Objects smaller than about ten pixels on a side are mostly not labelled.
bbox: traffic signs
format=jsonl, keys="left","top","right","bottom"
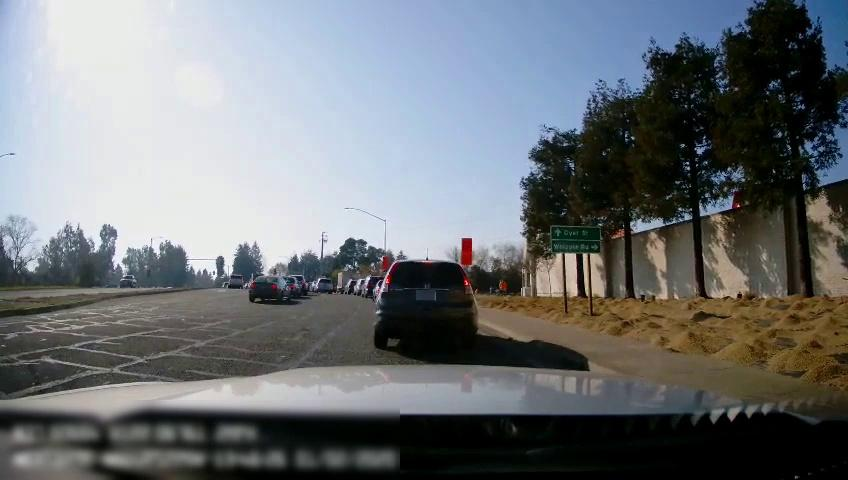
{"left": 381, "top": 254, "right": 394, "bottom": 272}
{"left": 459, "top": 236, "right": 474, "bottom": 268}
{"left": 549, "top": 224, "right": 604, "bottom": 255}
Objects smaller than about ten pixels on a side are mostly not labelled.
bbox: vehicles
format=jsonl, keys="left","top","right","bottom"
{"left": 344, "top": 279, "right": 359, "bottom": 295}
{"left": 361, "top": 276, "right": 383, "bottom": 299}
{"left": 352, "top": 278, "right": 368, "bottom": 297}
{"left": 288, "top": 274, "right": 308, "bottom": 295}
{"left": 119, "top": 274, "right": 138, "bottom": 288}
{"left": 373, "top": 259, "right": 478, "bottom": 351}
{"left": 313, "top": 277, "right": 333, "bottom": 294}
{"left": 336, "top": 272, "right": 352, "bottom": 294}
{"left": 372, "top": 279, "right": 387, "bottom": 303}
{"left": 227, "top": 274, "right": 244, "bottom": 289}
{"left": 251, "top": 272, "right": 265, "bottom": 283}
{"left": 283, "top": 276, "right": 303, "bottom": 297}
{"left": 248, "top": 275, "right": 292, "bottom": 303}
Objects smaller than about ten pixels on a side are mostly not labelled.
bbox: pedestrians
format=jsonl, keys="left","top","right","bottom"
{"left": 498, "top": 278, "right": 504, "bottom": 295}
{"left": 500, "top": 279, "right": 508, "bottom": 296}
